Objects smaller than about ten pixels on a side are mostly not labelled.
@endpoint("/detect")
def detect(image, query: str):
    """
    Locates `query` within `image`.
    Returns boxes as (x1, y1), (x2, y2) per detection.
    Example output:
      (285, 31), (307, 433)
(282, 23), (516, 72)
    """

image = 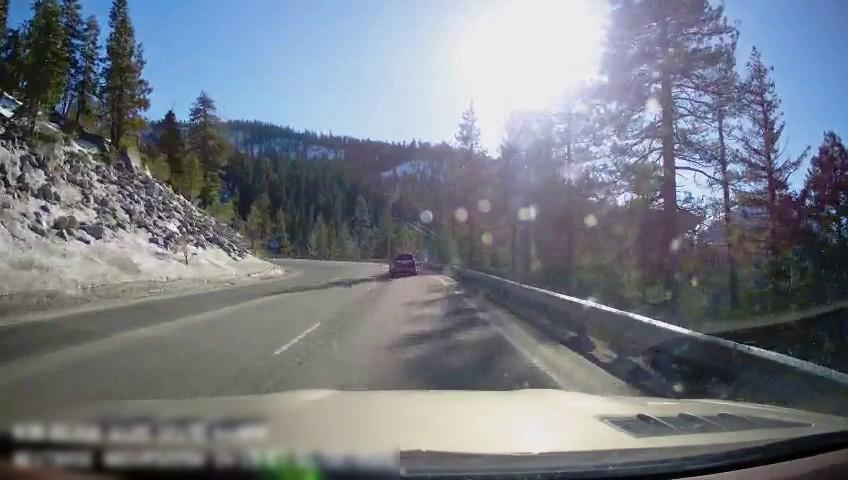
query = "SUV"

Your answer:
(388, 252), (417, 276)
